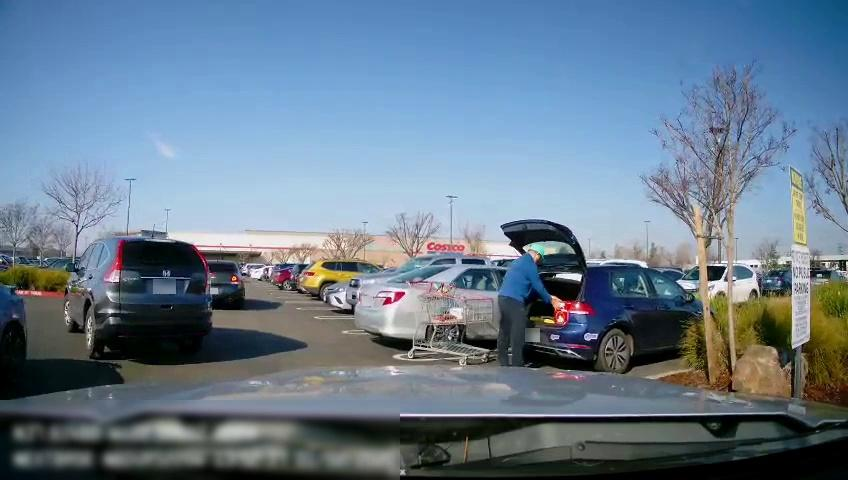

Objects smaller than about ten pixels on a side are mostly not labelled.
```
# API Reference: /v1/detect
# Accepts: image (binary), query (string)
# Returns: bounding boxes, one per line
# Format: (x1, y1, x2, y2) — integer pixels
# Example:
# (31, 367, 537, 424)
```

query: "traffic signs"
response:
(790, 166, 808, 246)
(790, 242, 812, 350)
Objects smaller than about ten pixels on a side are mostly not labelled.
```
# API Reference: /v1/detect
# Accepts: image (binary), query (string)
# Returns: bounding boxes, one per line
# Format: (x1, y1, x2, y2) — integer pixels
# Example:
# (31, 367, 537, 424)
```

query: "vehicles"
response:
(498, 217, 703, 375)
(299, 257, 384, 301)
(62, 235, 213, 360)
(324, 281, 355, 313)
(656, 267, 687, 281)
(250, 265, 273, 280)
(344, 252, 490, 306)
(269, 263, 297, 291)
(675, 263, 761, 309)
(290, 263, 309, 283)
(585, 257, 649, 268)
(206, 259, 246, 308)
(0, 282, 29, 373)
(760, 270, 793, 297)
(353, 262, 505, 343)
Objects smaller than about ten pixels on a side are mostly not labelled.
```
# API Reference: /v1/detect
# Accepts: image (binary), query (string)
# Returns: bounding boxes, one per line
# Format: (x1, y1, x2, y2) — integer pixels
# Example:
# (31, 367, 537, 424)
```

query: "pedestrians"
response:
(495, 243, 562, 369)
